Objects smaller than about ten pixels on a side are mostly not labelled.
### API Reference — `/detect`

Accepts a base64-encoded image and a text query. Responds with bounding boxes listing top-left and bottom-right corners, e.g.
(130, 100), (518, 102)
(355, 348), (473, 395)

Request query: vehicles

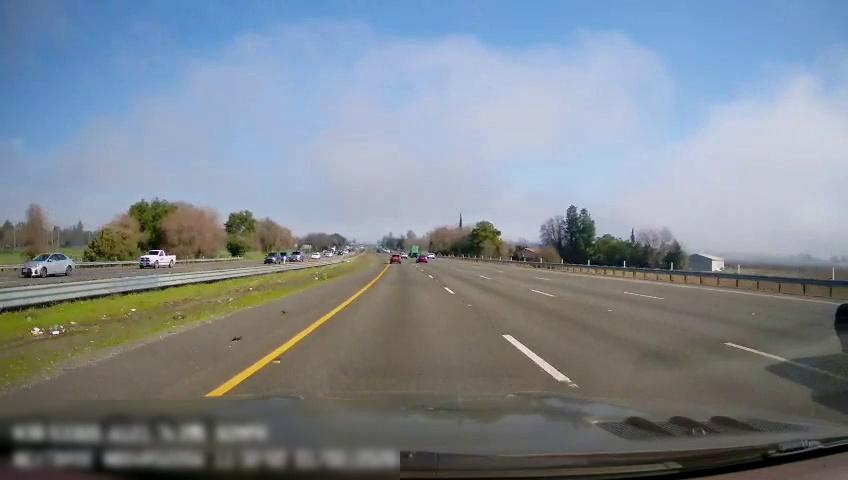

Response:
(278, 251), (289, 262)
(20, 252), (75, 279)
(311, 252), (322, 260)
(263, 252), (282, 265)
(139, 250), (178, 270)
(288, 250), (306, 263)
(833, 299), (848, 362)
